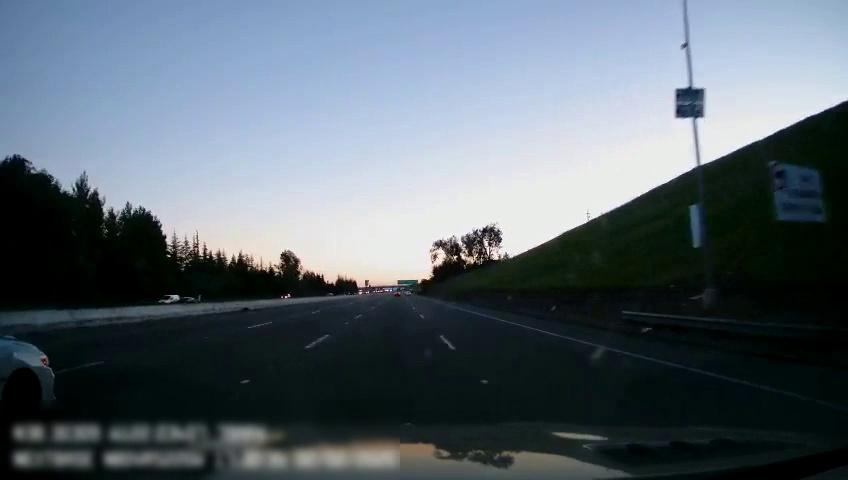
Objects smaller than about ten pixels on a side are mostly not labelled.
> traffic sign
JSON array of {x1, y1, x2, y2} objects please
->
[{"x1": 398, "y1": 279, "x2": 417, "y2": 286}]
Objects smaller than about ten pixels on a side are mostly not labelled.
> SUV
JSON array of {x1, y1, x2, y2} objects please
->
[{"x1": 158, "y1": 294, "x2": 181, "y2": 305}]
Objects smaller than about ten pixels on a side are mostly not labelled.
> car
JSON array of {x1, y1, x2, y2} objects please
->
[{"x1": 0, "y1": 336, "x2": 56, "y2": 433}]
